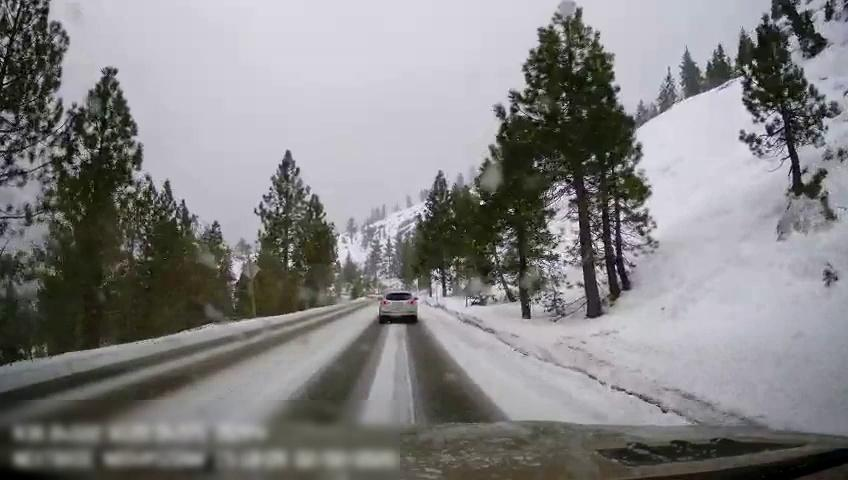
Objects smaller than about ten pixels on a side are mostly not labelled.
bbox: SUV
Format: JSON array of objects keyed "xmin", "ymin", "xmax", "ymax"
[{"xmin": 377, "ymin": 292, "xmax": 419, "ymax": 324}]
